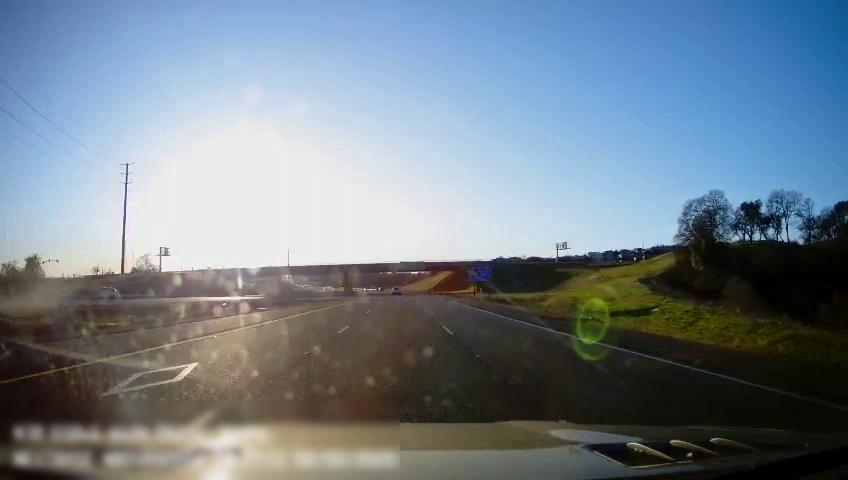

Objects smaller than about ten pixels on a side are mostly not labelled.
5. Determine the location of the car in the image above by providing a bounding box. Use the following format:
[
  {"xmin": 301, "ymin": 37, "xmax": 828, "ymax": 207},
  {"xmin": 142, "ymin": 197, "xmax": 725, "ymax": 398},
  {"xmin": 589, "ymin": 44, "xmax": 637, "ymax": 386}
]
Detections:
[{"xmin": 92, "ymin": 286, "xmax": 120, "ymax": 301}]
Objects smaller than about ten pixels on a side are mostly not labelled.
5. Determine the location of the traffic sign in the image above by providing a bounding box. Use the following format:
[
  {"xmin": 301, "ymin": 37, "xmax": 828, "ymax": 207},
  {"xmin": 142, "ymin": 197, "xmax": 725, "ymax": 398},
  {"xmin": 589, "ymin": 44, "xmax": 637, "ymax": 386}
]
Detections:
[{"xmin": 468, "ymin": 265, "xmax": 493, "ymax": 282}]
